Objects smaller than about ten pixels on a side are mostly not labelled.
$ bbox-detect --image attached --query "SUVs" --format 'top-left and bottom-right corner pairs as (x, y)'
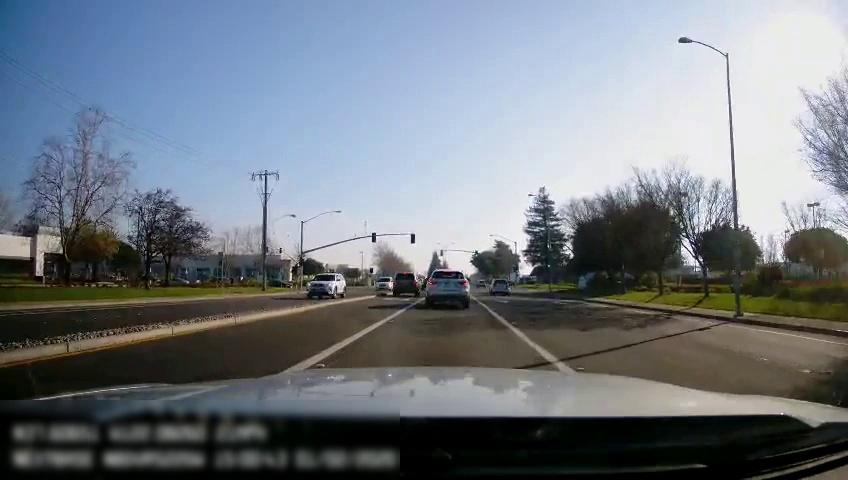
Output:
(392, 272), (422, 297)
(304, 272), (346, 300)
(424, 269), (472, 308)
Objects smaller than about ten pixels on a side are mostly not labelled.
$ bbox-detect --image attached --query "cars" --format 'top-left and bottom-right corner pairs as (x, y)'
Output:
(487, 278), (513, 297)
(374, 276), (393, 291)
